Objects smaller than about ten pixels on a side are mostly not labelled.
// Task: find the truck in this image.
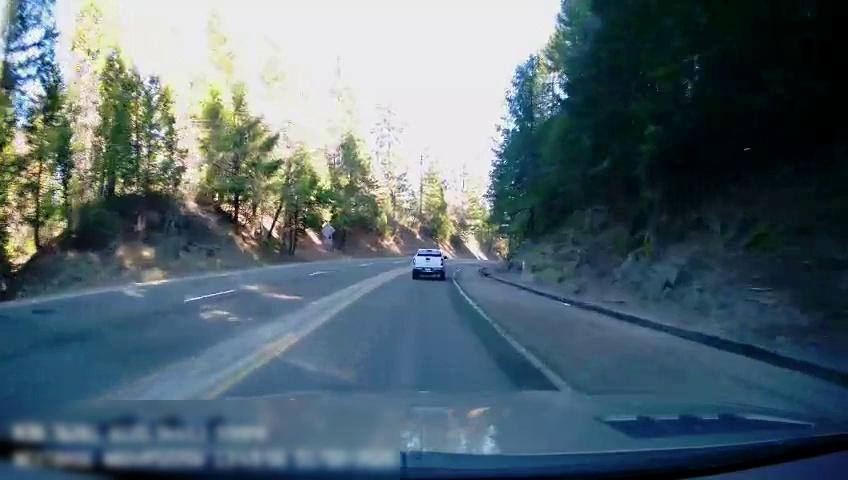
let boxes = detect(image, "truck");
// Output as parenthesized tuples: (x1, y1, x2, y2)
(412, 248, 449, 280)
